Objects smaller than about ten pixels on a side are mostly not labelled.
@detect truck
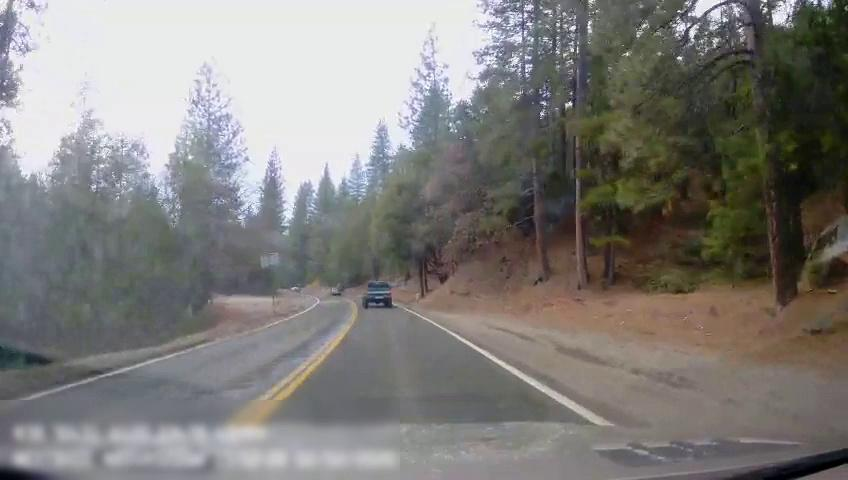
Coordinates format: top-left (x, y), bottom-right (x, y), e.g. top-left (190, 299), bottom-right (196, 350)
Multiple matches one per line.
top-left (361, 281), bottom-right (392, 309)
